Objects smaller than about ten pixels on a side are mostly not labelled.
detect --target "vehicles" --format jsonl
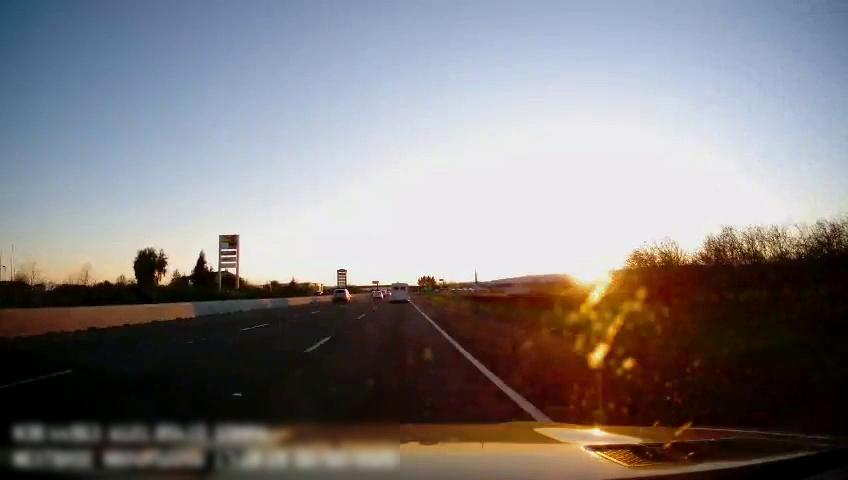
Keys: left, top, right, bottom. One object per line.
{"left": 389, "top": 282, "right": 411, "bottom": 304}
{"left": 372, "top": 290, "right": 384, "bottom": 300}
{"left": 333, "top": 287, "right": 352, "bottom": 304}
